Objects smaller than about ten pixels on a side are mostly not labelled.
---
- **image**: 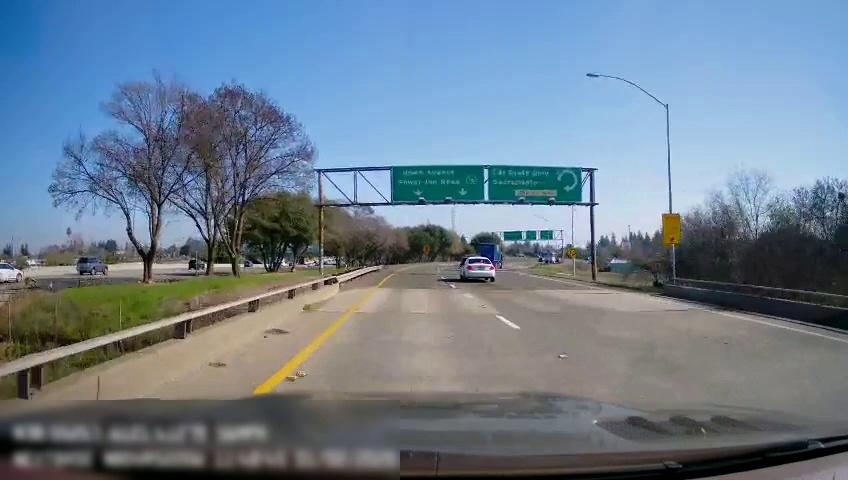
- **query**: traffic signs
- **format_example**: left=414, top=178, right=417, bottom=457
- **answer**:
left=567, top=247, right=578, bottom=258
left=505, top=231, right=521, bottom=242
left=488, top=167, right=584, bottom=205
left=421, top=243, right=432, bottom=256
left=541, top=229, right=552, bottom=240
left=390, top=166, right=486, bottom=201
left=661, top=212, right=681, bottom=245
left=526, top=230, right=538, bottom=241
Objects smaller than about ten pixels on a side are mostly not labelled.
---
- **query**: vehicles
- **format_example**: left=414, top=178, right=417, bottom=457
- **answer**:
left=478, top=243, right=504, bottom=269
left=76, top=255, right=109, bottom=276
left=458, top=256, right=496, bottom=283
left=187, top=258, right=207, bottom=271
left=543, top=251, right=558, bottom=266
left=0, top=263, right=24, bottom=284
